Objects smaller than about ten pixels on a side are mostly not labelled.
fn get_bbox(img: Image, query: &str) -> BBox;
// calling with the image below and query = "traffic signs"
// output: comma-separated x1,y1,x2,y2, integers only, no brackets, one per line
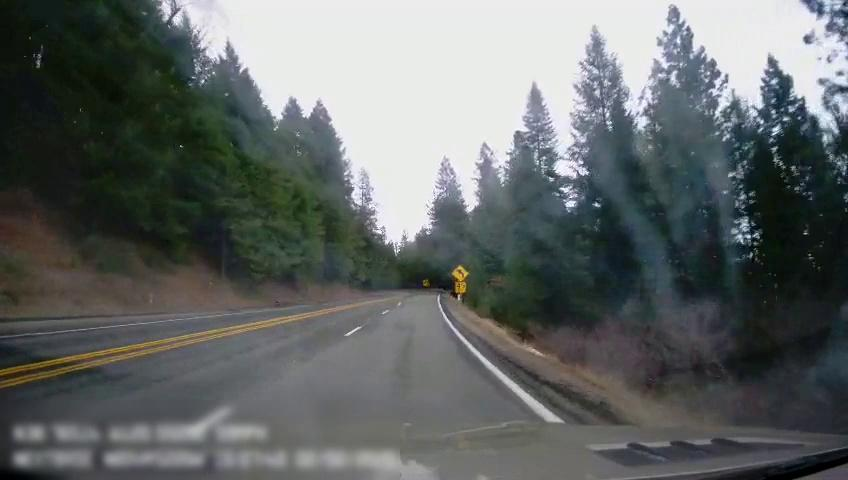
451,264,469,281
455,281,467,294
